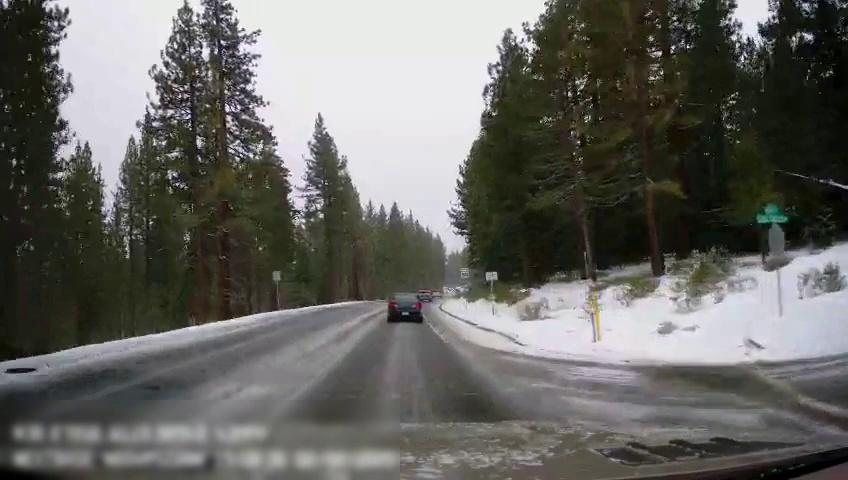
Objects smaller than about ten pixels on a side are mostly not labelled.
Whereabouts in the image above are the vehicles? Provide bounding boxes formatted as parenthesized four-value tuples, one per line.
(417, 289, 434, 302)
(431, 287, 443, 299)
(387, 293, 423, 324)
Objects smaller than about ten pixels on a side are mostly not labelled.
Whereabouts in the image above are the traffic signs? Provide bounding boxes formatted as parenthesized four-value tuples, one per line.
(460, 267, 470, 279)
(764, 203, 779, 216)
(485, 271, 498, 281)
(756, 214, 788, 223)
